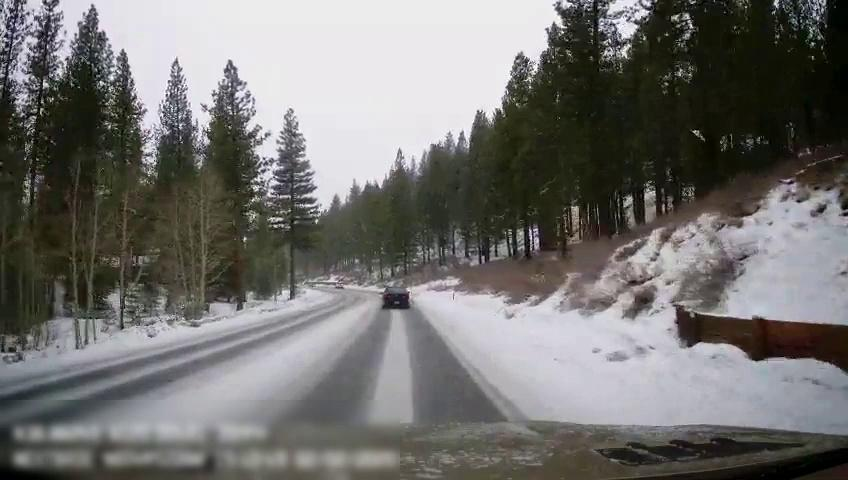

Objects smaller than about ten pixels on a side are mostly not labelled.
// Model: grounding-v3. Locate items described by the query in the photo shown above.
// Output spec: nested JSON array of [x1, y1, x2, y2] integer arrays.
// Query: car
[[381, 285, 412, 310]]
